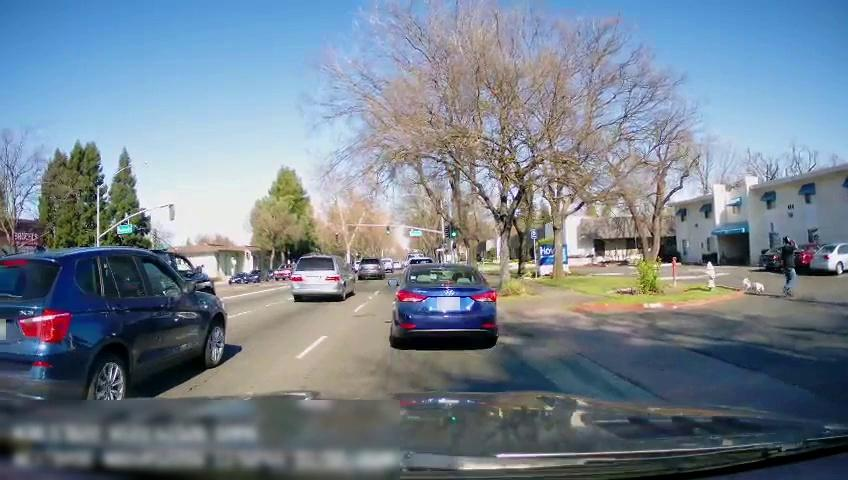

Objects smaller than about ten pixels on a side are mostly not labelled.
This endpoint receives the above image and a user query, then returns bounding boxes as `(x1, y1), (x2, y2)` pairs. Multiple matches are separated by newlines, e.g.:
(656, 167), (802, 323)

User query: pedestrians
(780, 234), (800, 297)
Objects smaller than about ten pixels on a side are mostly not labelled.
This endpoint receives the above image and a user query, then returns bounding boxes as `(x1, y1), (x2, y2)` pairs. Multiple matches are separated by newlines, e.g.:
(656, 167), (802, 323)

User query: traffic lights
(448, 223), (457, 240)
(442, 226), (448, 240)
(166, 201), (176, 222)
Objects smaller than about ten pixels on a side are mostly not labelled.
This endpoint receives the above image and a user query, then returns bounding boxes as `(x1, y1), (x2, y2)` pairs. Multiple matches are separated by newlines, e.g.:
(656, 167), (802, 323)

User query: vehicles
(227, 272), (256, 285)
(390, 262), (498, 350)
(776, 244), (823, 269)
(406, 250), (425, 265)
(759, 247), (787, 269)
(406, 257), (435, 274)
(810, 241), (848, 274)
(377, 257), (394, 274)
(0, 246), (228, 411)
(150, 248), (217, 295)
(275, 264), (296, 280)
(289, 255), (360, 303)
(352, 257), (385, 280)
(247, 269), (266, 282)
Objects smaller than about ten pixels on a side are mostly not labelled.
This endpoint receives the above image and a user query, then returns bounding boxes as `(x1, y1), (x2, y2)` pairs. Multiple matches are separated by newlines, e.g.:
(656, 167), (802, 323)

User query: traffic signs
(117, 224), (132, 234)
(410, 229), (423, 237)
